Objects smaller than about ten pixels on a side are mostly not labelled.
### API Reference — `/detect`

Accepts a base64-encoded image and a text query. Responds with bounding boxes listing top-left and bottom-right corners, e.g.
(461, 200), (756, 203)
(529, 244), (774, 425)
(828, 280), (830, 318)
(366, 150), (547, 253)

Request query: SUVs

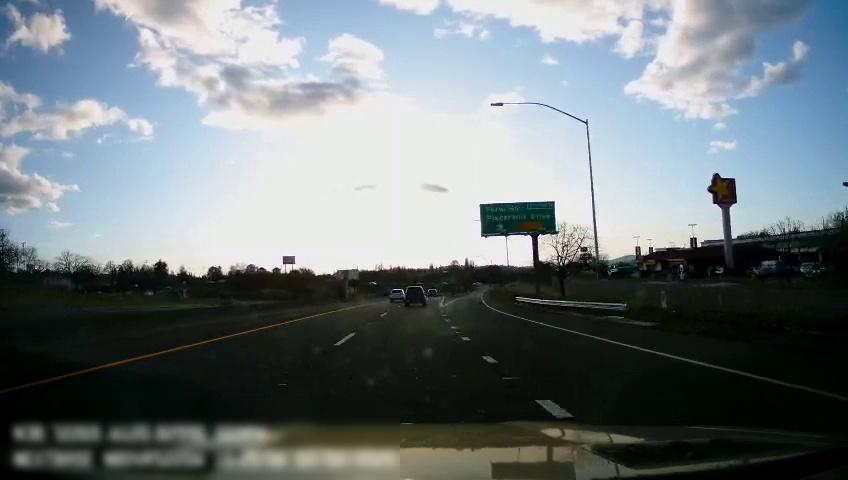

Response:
(390, 289), (406, 302)
(404, 286), (426, 306)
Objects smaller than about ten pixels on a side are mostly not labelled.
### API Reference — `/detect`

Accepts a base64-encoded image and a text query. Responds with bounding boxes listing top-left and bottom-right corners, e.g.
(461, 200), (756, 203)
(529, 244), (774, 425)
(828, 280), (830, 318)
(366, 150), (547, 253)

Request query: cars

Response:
(427, 288), (438, 298)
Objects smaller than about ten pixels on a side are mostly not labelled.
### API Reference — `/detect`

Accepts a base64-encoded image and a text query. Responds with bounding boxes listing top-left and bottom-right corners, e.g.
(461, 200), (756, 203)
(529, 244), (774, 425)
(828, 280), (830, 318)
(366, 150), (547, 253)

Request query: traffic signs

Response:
(478, 200), (557, 238)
